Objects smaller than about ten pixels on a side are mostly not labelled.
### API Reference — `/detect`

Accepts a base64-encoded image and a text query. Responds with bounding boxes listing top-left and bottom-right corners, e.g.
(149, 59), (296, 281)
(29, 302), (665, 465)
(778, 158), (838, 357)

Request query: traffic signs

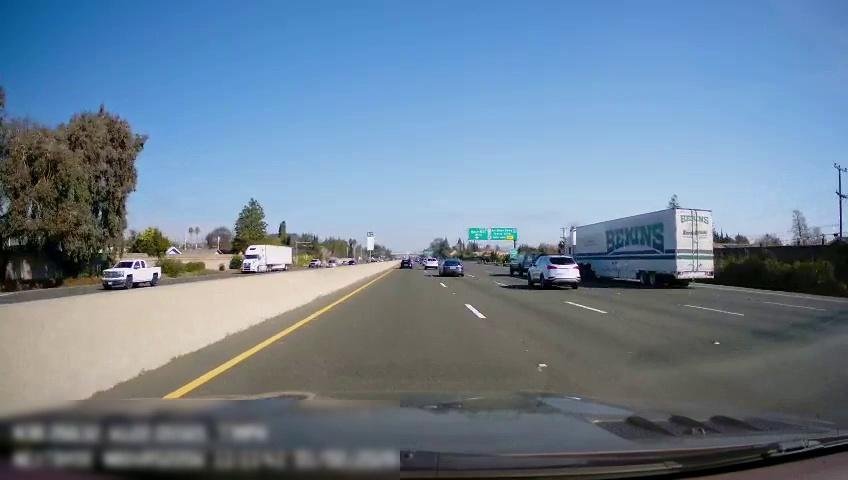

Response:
(490, 227), (518, 240)
(467, 226), (489, 241)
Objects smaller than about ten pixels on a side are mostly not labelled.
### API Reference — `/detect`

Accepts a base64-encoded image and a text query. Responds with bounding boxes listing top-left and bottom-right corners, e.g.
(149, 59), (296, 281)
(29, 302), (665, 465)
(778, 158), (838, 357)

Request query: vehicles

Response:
(102, 260), (161, 291)
(556, 207), (715, 288)
(399, 258), (414, 270)
(240, 244), (292, 273)
(308, 258), (322, 269)
(438, 259), (465, 277)
(325, 259), (339, 268)
(526, 255), (582, 290)
(424, 258), (438, 270)
(509, 251), (543, 277)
